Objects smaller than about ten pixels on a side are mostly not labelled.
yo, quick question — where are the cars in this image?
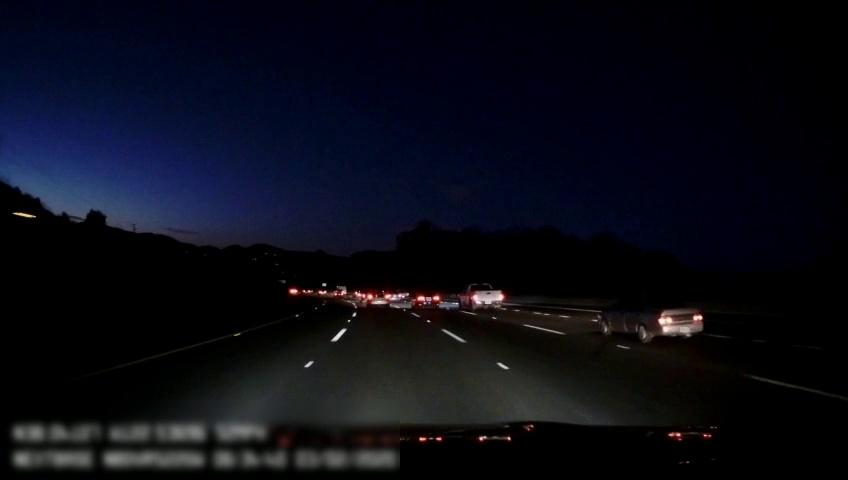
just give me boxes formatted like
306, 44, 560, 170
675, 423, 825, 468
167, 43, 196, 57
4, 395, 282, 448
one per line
411, 290, 440, 310
600, 292, 704, 344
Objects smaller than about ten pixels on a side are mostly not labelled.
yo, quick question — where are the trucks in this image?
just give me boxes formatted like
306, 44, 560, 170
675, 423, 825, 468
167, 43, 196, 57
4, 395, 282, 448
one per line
457, 282, 503, 314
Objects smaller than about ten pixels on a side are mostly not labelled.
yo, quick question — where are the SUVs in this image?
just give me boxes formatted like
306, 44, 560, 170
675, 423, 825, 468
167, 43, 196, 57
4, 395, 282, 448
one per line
366, 289, 390, 308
